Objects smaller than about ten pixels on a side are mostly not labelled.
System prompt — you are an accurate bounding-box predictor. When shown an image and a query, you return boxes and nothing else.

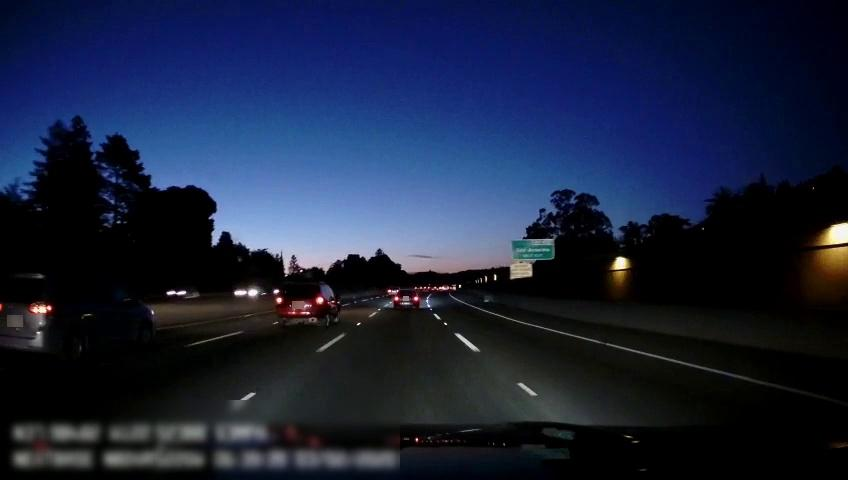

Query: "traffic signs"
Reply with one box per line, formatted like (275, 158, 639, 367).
(512, 239, 555, 260)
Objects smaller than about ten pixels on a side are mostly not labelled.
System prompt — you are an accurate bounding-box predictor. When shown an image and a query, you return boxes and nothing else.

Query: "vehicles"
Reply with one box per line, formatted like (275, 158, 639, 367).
(233, 285, 267, 299)
(275, 281, 342, 329)
(394, 289, 420, 310)
(0, 274, 158, 364)
(387, 286, 401, 297)
(165, 285, 200, 301)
